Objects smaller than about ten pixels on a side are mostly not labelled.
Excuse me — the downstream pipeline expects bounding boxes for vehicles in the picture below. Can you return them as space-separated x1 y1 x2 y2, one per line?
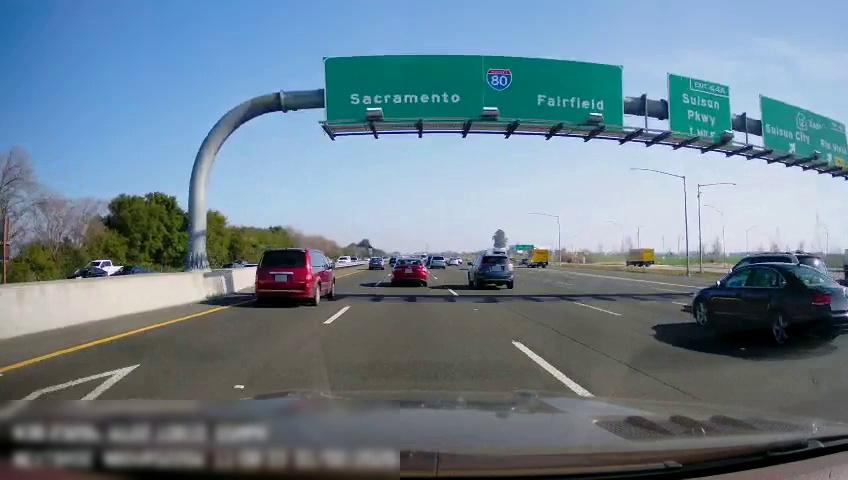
447 258 459 267
691 261 848 346
336 255 352 263
67 266 108 281
487 247 507 256
368 257 387 271
626 247 656 267
467 251 515 290
86 259 125 279
425 256 431 267
526 248 550 269
243 264 258 267
730 249 830 276
430 256 446 270
390 258 428 287
254 247 337 307
223 262 245 268
110 265 145 277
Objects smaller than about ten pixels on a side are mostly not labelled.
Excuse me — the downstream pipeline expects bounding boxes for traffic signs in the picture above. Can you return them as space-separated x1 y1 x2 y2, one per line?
0 243 10 260
667 72 733 141
758 93 848 170
511 244 535 251
322 53 625 133
0 216 10 242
